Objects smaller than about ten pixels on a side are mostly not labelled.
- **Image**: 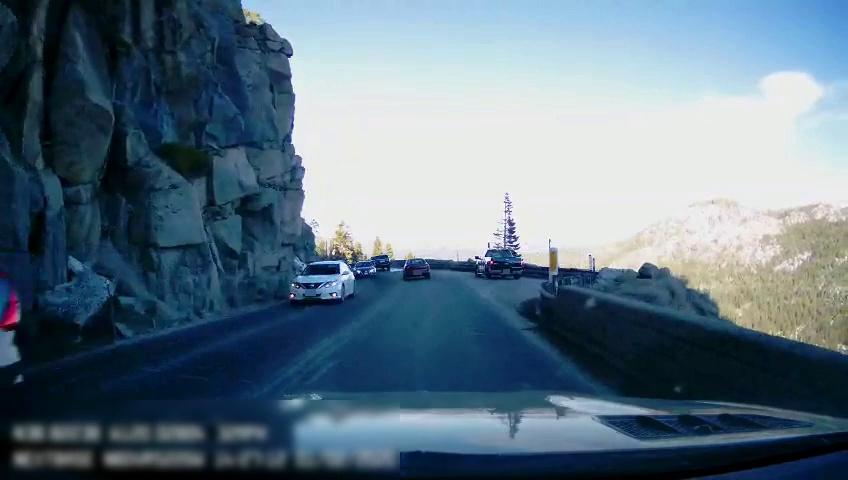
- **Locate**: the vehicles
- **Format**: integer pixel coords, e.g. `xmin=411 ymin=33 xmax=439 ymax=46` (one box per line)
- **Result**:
xmin=288 ymin=260 xmax=355 ymax=306
xmin=400 ymin=258 xmax=430 ymax=280
xmin=0 ymin=278 xmax=29 ymax=421
xmin=474 ymin=248 xmax=522 ymax=280
xmin=352 ymin=261 xmax=377 ymax=280
xmin=369 ymin=255 xmax=390 ymax=272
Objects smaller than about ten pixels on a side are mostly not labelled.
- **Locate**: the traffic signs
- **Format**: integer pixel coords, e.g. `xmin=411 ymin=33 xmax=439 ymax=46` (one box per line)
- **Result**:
xmin=549 ymin=248 xmax=560 ymax=276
